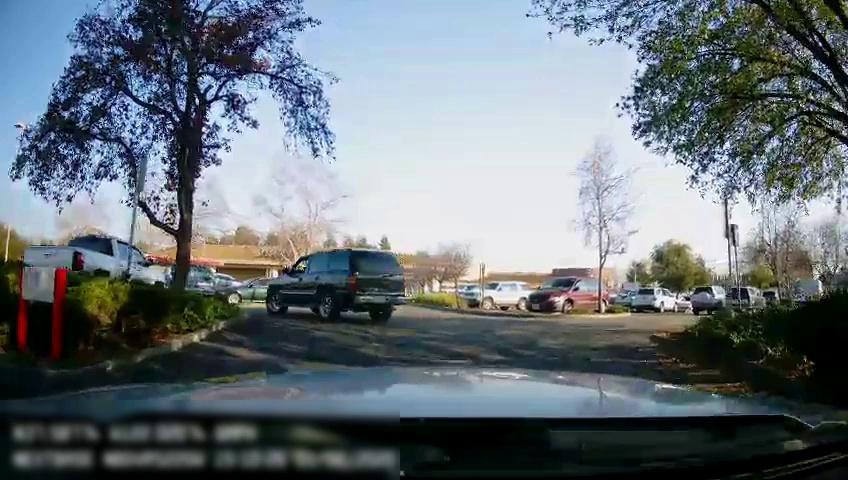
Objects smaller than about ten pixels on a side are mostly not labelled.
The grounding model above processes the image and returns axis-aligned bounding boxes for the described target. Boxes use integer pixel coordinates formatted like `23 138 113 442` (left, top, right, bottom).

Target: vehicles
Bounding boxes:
634 287 678 313
23 232 166 296
677 296 694 311
265 247 407 323
462 281 534 311
691 286 729 315
213 277 278 306
725 287 766 314
801 280 823 303
164 263 233 298
762 290 784 306
213 273 245 287
616 289 638 307
525 277 610 315
607 288 627 306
